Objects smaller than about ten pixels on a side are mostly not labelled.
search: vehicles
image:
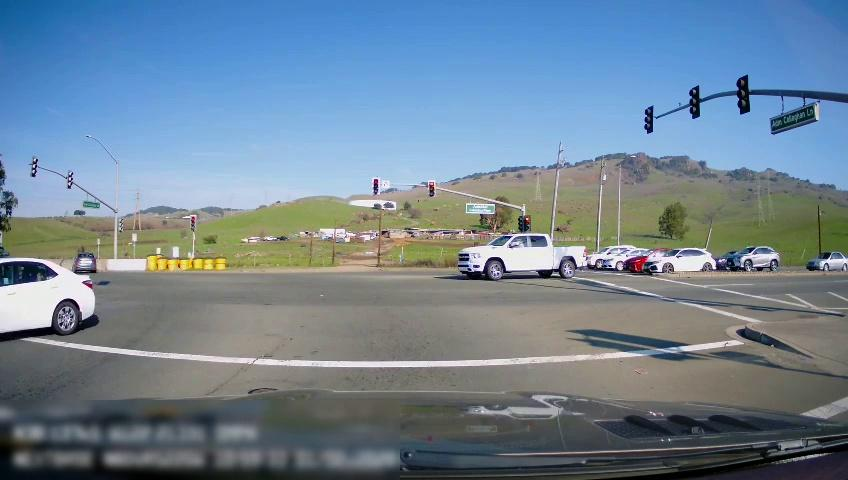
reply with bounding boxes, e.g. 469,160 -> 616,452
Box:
0,245 -> 10,258
805,251 -> 848,272
726,245 -> 781,273
711,251 -> 739,271
0,257 -> 97,336
644,247 -> 717,273
457,233 -> 588,281
622,247 -> 673,273
584,245 -> 637,270
72,252 -> 98,274
601,247 -> 651,272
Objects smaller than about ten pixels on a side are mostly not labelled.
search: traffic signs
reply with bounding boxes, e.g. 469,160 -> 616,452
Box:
82,199 -> 101,209
464,201 -> 497,216
768,100 -> 821,135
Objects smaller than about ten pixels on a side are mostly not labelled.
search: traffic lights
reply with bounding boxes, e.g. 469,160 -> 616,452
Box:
66,169 -> 75,190
189,214 -> 198,232
371,176 -> 382,196
117,215 -> 125,233
30,156 -> 40,178
643,104 -> 655,135
516,215 -> 525,232
523,214 -> 532,232
426,178 -> 437,197
687,84 -> 702,120
735,74 -> 751,115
